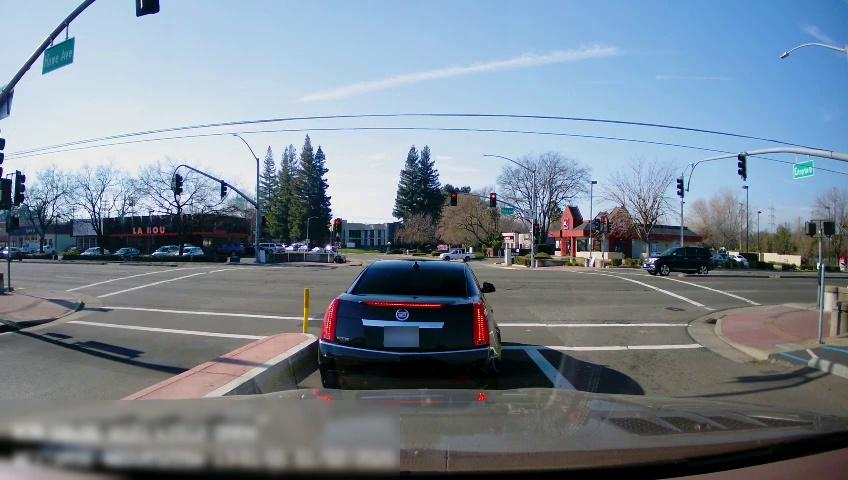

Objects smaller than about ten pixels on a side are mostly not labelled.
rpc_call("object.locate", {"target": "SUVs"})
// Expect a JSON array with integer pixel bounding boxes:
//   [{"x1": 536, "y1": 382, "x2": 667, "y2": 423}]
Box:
[{"x1": 643, "y1": 246, "x2": 714, "y2": 277}]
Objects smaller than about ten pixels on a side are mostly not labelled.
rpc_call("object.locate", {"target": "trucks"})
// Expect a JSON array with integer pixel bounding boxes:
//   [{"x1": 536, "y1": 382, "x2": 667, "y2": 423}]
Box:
[{"x1": 440, "y1": 249, "x2": 472, "y2": 263}]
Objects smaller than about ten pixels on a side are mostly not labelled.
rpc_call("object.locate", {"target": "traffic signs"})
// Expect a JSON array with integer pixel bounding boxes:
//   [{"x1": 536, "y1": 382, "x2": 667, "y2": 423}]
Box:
[
  {"x1": 42, "y1": 37, "x2": 75, "y2": 75},
  {"x1": 501, "y1": 207, "x2": 513, "y2": 214},
  {"x1": 793, "y1": 160, "x2": 815, "y2": 177}
]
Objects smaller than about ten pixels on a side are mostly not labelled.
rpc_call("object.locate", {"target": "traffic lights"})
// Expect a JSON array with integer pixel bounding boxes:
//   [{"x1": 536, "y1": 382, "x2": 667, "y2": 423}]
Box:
[
  {"x1": 134, "y1": 0, "x2": 160, "y2": 17},
  {"x1": 676, "y1": 178, "x2": 685, "y2": 197},
  {"x1": 450, "y1": 191, "x2": 458, "y2": 207},
  {"x1": 173, "y1": 173, "x2": 184, "y2": 195},
  {"x1": 804, "y1": 222, "x2": 819, "y2": 236},
  {"x1": 14, "y1": 170, "x2": 26, "y2": 207},
  {"x1": 533, "y1": 224, "x2": 540, "y2": 237},
  {"x1": 736, "y1": 153, "x2": 747, "y2": 178},
  {"x1": 821, "y1": 221, "x2": 836, "y2": 235},
  {"x1": 605, "y1": 219, "x2": 612, "y2": 232},
  {"x1": 220, "y1": 180, "x2": 227, "y2": 198},
  {"x1": 0, "y1": 179, "x2": 12, "y2": 211},
  {"x1": 0, "y1": 137, "x2": 6, "y2": 177},
  {"x1": 5, "y1": 218, "x2": 20, "y2": 231},
  {"x1": 333, "y1": 219, "x2": 342, "y2": 234},
  {"x1": 595, "y1": 220, "x2": 602, "y2": 234},
  {"x1": 490, "y1": 193, "x2": 497, "y2": 208}
]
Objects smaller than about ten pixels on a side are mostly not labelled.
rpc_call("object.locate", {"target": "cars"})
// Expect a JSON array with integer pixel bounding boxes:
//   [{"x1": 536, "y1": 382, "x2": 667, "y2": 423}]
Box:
[
  {"x1": 152, "y1": 246, "x2": 181, "y2": 258},
  {"x1": 112, "y1": 248, "x2": 135, "y2": 258},
  {"x1": 80, "y1": 247, "x2": 107, "y2": 257},
  {"x1": 175, "y1": 247, "x2": 203, "y2": 258},
  {"x1": 0, "y1": 247, "x2": 24, "y2": 261},
  {"x1": 319, "y1": 260, "x2": 504, "y2": 390}
]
